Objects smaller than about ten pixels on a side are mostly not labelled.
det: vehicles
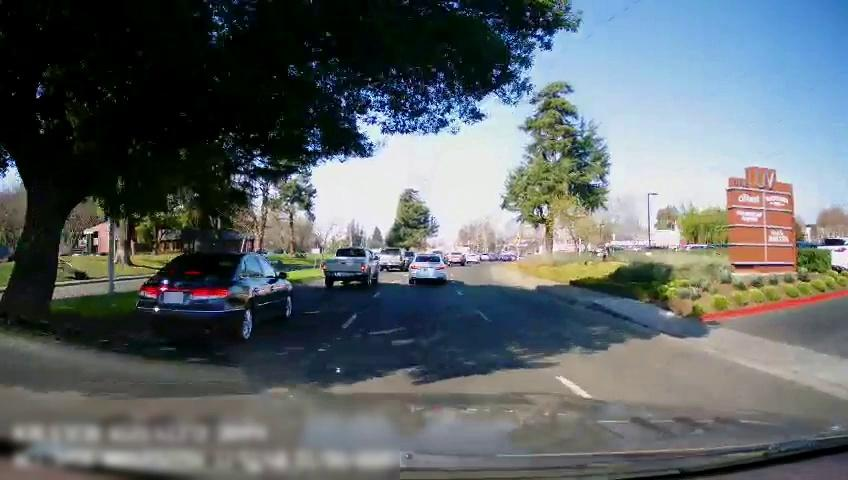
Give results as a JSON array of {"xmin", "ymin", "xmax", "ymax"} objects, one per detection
[
  {"xmin": 135, "ymin": 250, "xmax": 295, "ymax": 343},
  {"xmin": 408, "ymin": 255, "xmax": 448, "ymax": 286},
  {"xmin": 447, "ymin": 251, "xmax": 466, "ymax": 267},
  {"xmin": 321, "ymin": 246, "xmax": 379, "ymax": 289},
  {"xmin": 378, "ymin": 247, "xmax": 409, "ymax": 272},
  {"xmin": 404, "ymin": 251, "xmax": 416, "ymax": 264}
]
